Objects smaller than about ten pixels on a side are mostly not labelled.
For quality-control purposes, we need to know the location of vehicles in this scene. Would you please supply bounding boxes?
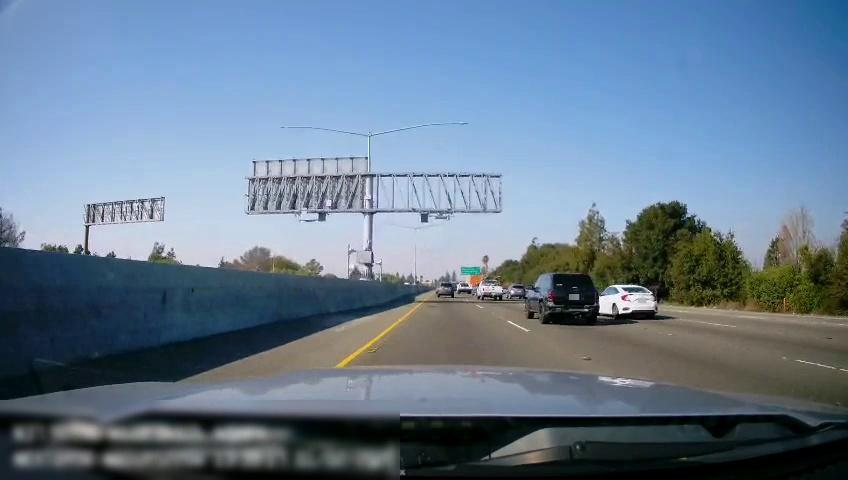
[436,282,455,298]
[505,283,525,300]
[456,283,472,294]
[476,279,503,301]
[469,275,483,287]
[598,283,657,319]
[525,272,600,325]
[471,285,479,296]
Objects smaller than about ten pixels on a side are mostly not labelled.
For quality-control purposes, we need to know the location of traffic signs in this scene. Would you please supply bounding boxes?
[460,266,481,275]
